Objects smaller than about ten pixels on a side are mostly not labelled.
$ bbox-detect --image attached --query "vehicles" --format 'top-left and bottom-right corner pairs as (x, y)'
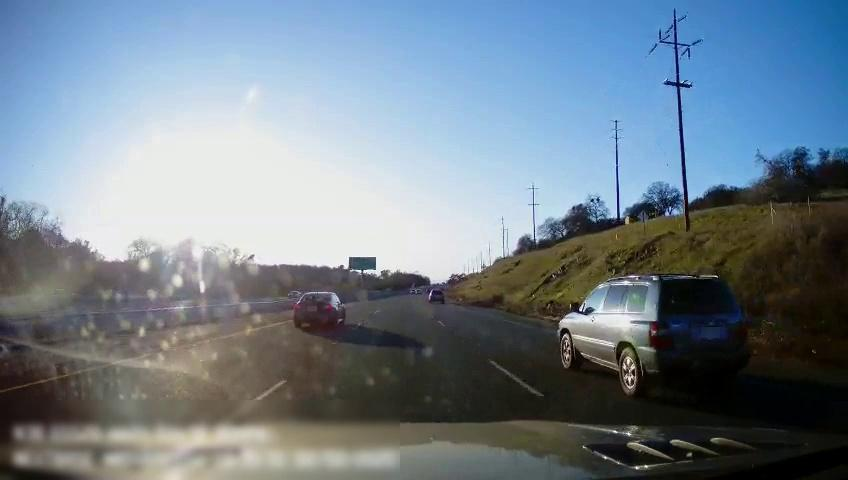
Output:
(558, 277), (753, 396)
(288, 290), (303, 298)
(428, 289), (445, 304)
(293, 291), (346, 329)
